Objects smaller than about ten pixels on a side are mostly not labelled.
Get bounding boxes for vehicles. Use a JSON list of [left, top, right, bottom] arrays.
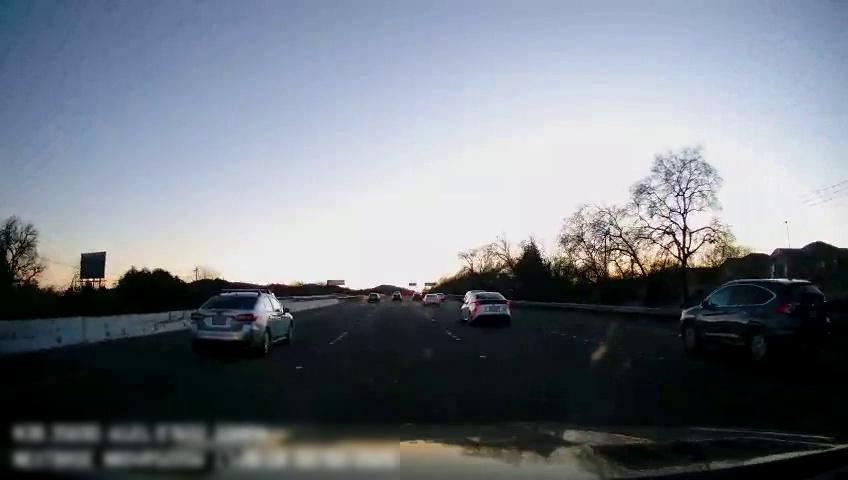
[[459, 292, 511, 328], [392, 293, 402, 301], [423, 294, 441, 307], [679, 278, 833, 369], [190, 292, 296, 359], [366, 292, 380, 304], [463, 290, 486, 300]]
